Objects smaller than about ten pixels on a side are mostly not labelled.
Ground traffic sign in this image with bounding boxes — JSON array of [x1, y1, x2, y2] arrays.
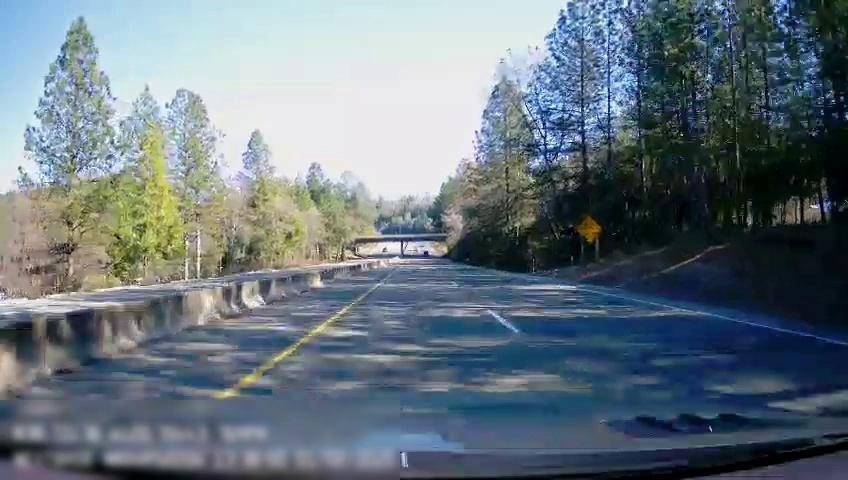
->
[[576, 218, 603, 242]]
